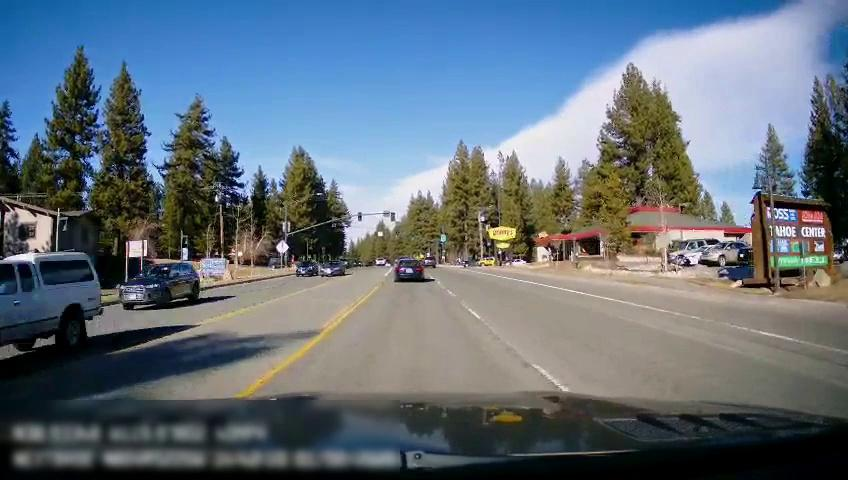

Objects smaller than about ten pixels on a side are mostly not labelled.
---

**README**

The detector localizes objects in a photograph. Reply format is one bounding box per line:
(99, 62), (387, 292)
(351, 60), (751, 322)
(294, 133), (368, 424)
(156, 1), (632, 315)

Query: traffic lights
(390, 212), (396, 222)
(357, 212), (362, 223)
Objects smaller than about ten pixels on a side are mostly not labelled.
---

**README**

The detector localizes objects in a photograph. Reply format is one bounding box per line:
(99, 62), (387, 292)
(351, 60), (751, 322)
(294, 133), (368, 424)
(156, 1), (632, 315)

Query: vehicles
(735, 246), (753, 267)
(699, 240), (749, 267)
(376, 257), (388, 267)
(511, 258), (527, 266)
(423, 257), (436, 268)
(478, 256), (498, 268)
(394, 257), (424, 282)
(121, 263), (200, 310)
(317, 260), (343, 277)
(295, 260), (318, 276)
(669, 238), (721, 268)
(0, 252), (101, 355)
(668, 240), (686, 258)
